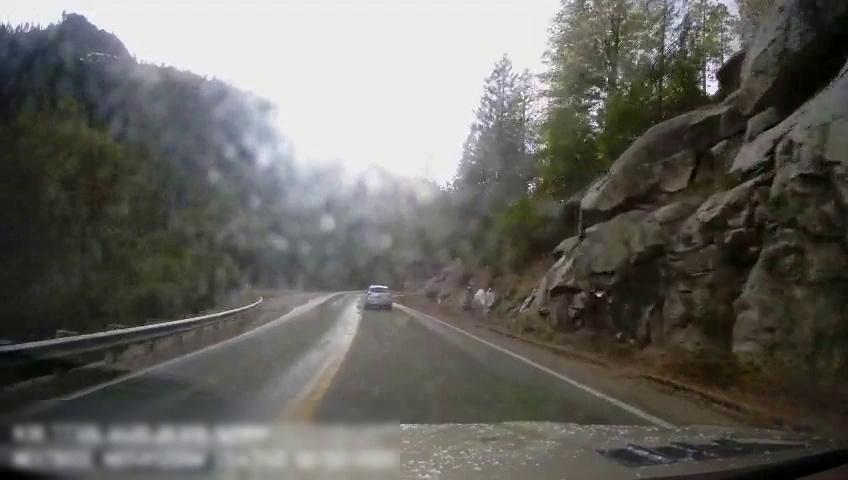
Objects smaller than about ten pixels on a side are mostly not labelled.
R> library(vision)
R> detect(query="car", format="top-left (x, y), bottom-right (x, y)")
top-left (365, 285), bottom-right (393, 311)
